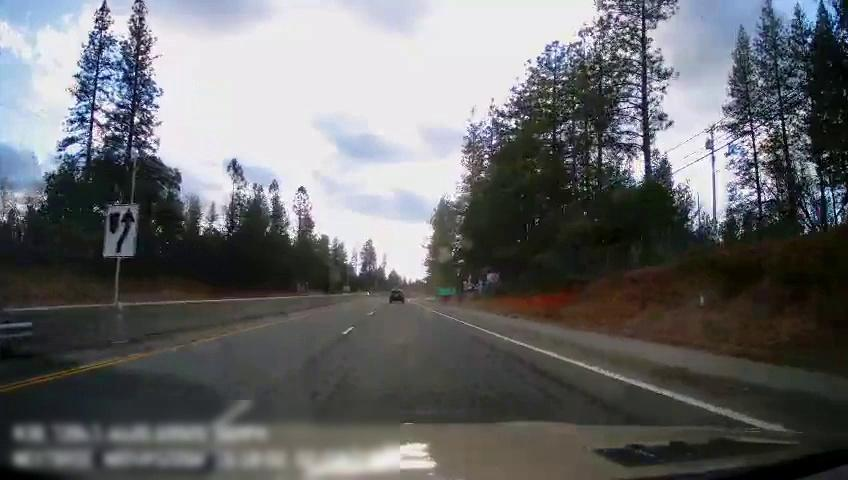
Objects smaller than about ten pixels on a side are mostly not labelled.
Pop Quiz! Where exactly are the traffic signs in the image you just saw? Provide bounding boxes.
[438,288,457,297]
[105,204,137,257]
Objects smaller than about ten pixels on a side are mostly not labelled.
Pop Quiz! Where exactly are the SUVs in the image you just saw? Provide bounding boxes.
[388,289,405,304]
